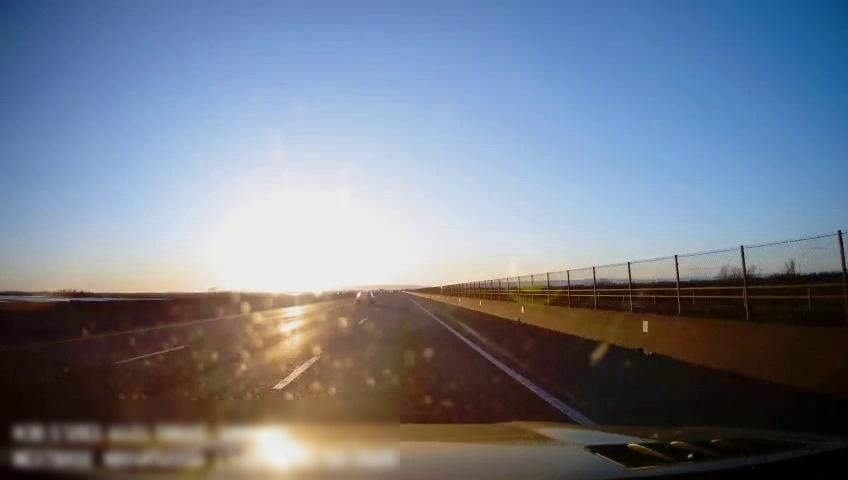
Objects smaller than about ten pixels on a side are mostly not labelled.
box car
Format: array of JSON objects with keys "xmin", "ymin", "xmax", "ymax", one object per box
[{"xmin": 356, "ymin": 290, "xmax": 375, "ymax": 305}]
